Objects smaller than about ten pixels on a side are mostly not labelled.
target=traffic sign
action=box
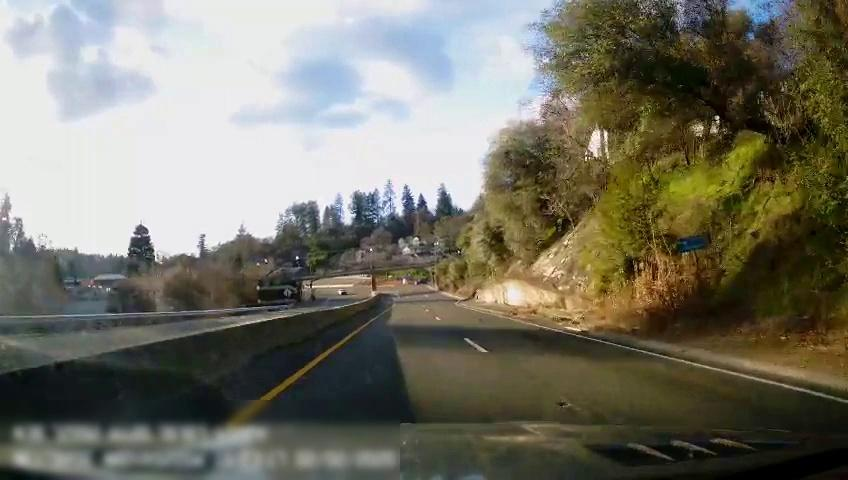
[677,234,709,254]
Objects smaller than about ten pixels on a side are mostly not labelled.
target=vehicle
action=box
[414,278,427,285]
